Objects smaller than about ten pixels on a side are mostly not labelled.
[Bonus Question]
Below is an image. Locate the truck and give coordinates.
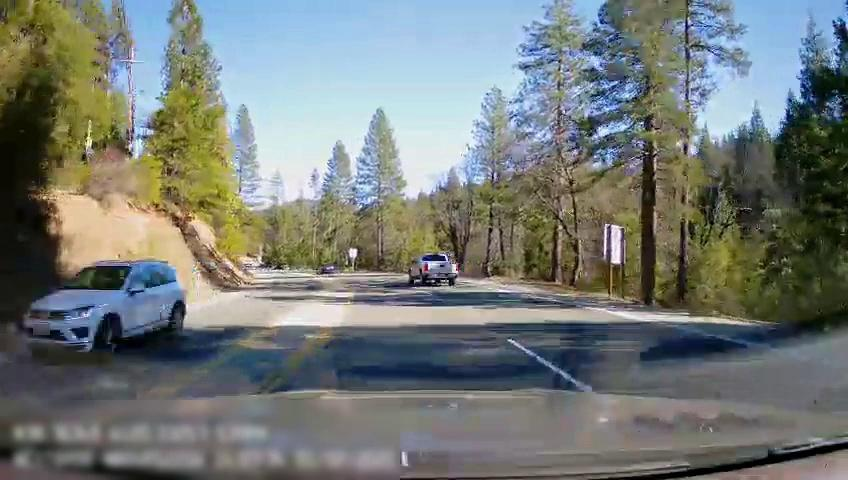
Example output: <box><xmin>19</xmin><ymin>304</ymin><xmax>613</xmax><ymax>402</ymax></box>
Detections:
<box><xmin>408</xmin><ymin>251</ymin><xmax>458</xmax><ymax>285</ymax></box>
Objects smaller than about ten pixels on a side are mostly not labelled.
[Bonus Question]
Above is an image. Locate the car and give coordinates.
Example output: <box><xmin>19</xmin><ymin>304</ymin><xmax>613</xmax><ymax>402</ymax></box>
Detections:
<box><xmin>319</xmin><ymin>263</ymin><xmax>337</xmax><ymax>274</ymax></box>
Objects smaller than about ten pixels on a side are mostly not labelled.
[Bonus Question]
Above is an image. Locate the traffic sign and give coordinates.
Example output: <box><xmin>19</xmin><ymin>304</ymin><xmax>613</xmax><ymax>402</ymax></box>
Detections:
<box><xmin>348</xmin><ymin>247</ymin><xmax>358</xmax><ymax>258</ymax></box>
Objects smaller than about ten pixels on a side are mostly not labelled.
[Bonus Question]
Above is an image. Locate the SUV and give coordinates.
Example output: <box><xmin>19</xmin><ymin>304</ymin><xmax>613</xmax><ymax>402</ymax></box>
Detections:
<box><xmin>16</xmin><ymin>257</ymin><xmax>188</xmax><ymax>361</ymax></box>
